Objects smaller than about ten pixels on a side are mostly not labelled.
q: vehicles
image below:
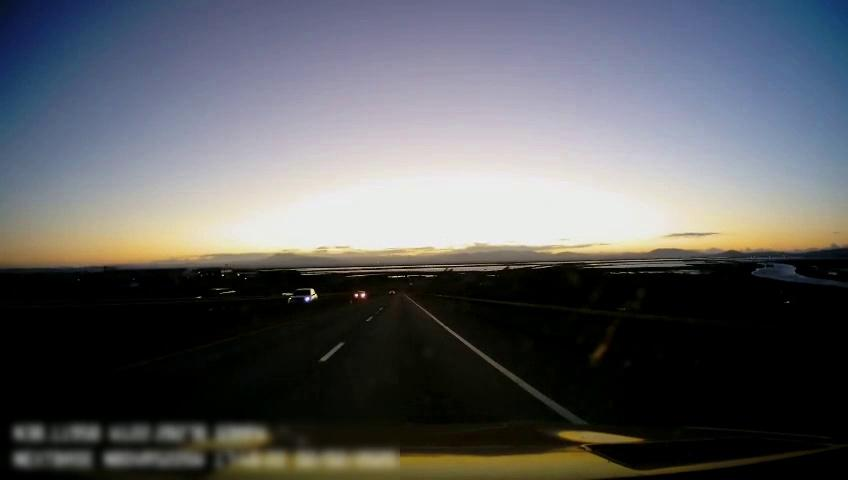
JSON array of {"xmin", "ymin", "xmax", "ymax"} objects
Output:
[
  {"xmin": 287, "ymin": 287, "xmax": 319, "ymax": 305},
  {"xmin": 353, "ymin": 290, "xmax": 367, "ymax": 299}
]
